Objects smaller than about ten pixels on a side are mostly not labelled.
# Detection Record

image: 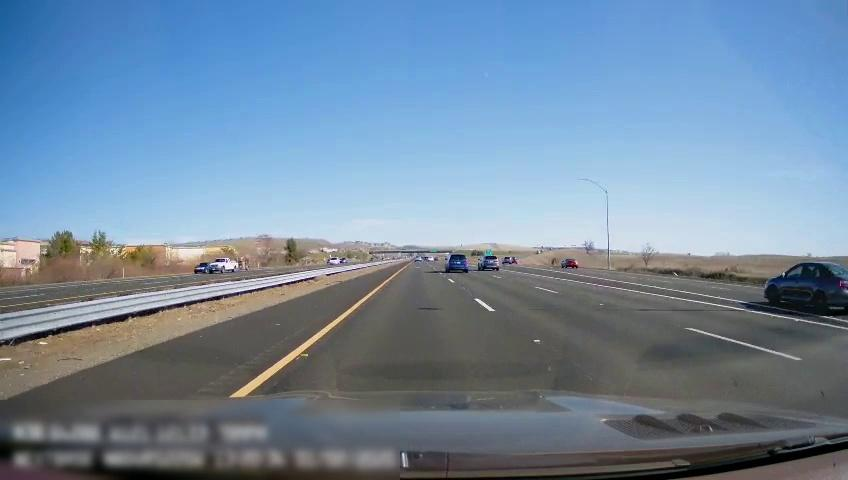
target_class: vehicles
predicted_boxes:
[445,253,468,273]
[208,257,239,274]
[329,256,341,266]
[477,255,499,272]
[561,258,578,269]
[193,262,210,274]
[763,261,848,315]
[501,256,512,265]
